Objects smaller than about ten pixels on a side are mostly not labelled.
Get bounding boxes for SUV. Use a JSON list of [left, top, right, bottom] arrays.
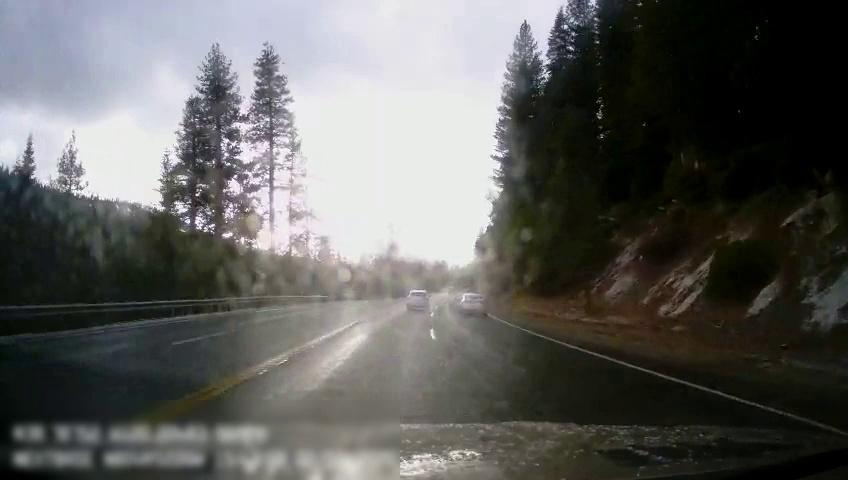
[[405, 289, 431, 312]]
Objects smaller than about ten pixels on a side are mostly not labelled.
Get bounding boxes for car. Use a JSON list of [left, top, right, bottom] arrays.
[[453, 292, 486, 314]]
